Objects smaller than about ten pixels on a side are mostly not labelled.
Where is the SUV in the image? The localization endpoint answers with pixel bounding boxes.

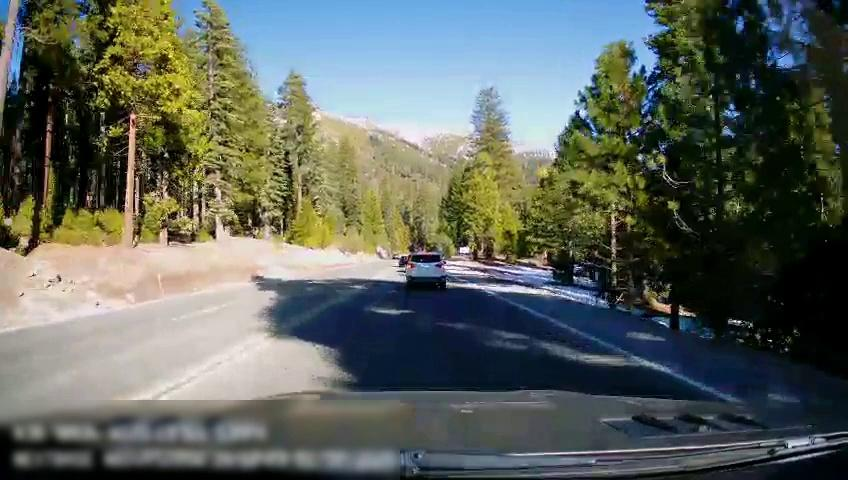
[404,251,449,292]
